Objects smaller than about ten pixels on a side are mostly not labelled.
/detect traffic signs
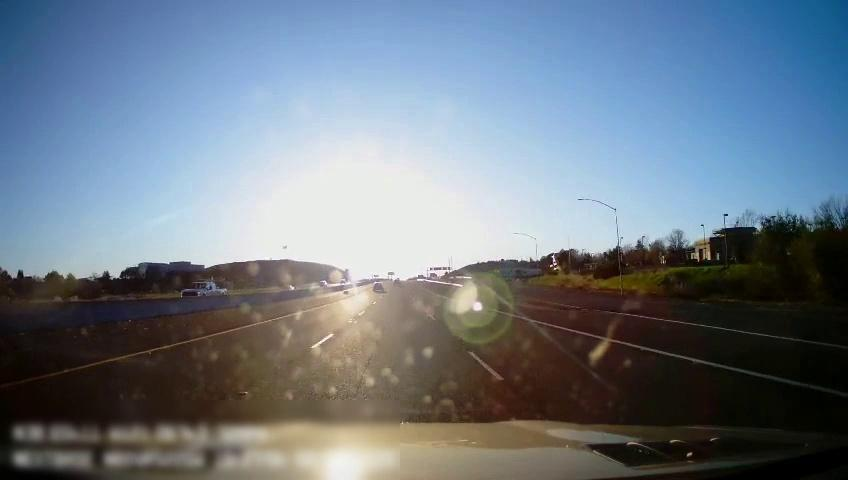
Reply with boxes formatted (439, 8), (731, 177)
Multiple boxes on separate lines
(499, 261), (517, 279)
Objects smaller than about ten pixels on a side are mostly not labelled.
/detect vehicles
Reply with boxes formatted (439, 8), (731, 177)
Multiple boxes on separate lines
(180, 281), (229, 298)
(372, 281), (385, 292)
(281, 285), (295, 291)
